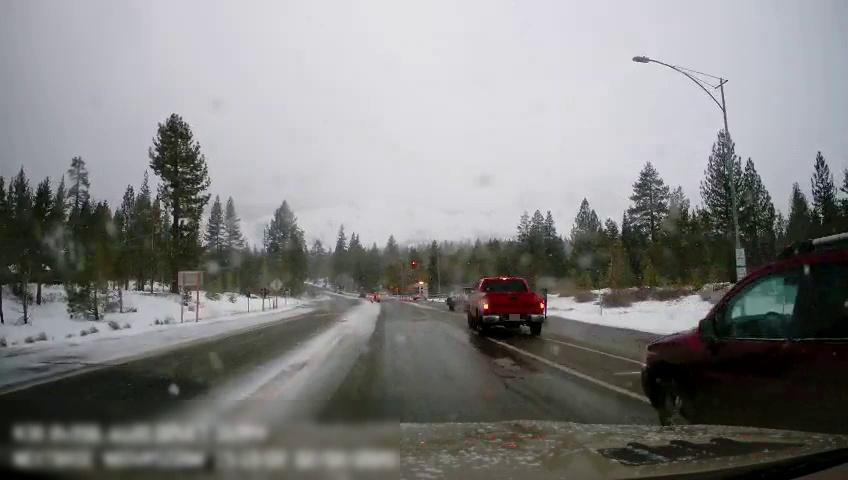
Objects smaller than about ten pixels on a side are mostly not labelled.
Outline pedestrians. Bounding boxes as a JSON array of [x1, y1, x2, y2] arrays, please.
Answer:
[[445, 295, 456, 312], [373, 292, 377, 300]]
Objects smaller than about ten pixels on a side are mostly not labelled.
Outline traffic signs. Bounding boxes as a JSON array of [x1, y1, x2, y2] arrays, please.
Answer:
[[736, 267, 746, 278], [735, 247, 747, 267]]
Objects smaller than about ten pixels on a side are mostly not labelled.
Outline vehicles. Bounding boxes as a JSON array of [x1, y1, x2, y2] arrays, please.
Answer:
[[411, 282, 428, 301], [378, 291, 390, 301], [638, 232, 848, 433], [466, 276, 547, 338]]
